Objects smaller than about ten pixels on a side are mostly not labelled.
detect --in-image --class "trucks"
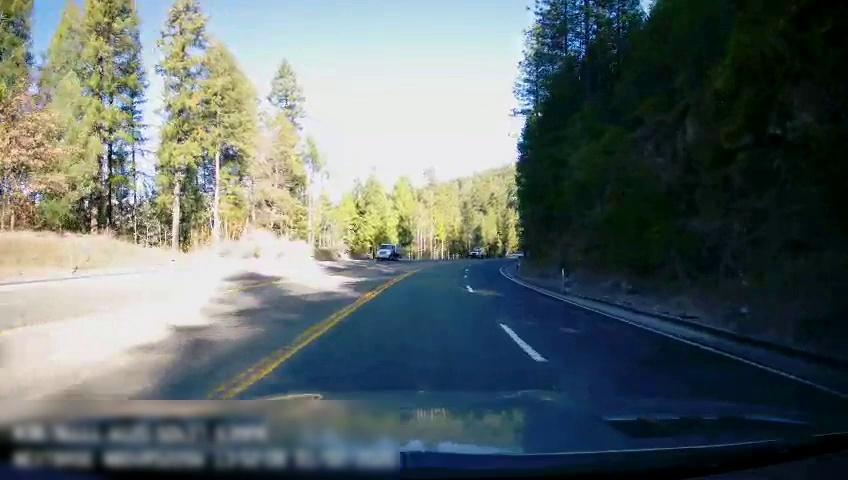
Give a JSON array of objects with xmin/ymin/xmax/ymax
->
[
  {"xmin": 469, "ymin": 246, "xmax": 487, "ymax": 260},
  {"xmin": 375, "ymin": 243, "xmax": 401, "ymax": 262}
]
